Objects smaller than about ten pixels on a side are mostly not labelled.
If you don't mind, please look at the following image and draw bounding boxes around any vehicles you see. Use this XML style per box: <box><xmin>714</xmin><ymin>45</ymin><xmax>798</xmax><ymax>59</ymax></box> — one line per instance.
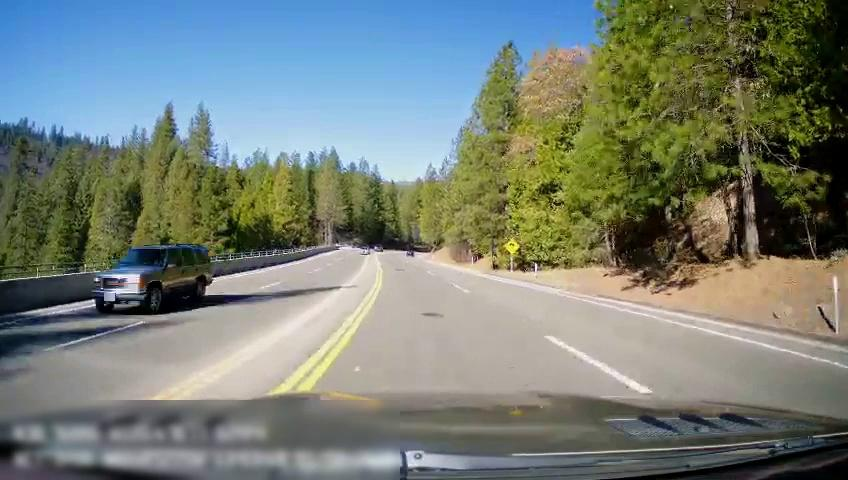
<box><xmin>405</xmin><ymin>247</ymin><xmax>416</xmax><ymax>257</ymax></box>
<box><xmin>373</xmin><ymin>243</ymin><xmax>384</xmax><ymax>253</ymax></box>
<box><xmin>359</xmin><ymin>245</ymin><xmax>371</xmax><ymax>256</ymax></box>
<box><xmin>92</xmin><ymin>244</ymin><xmax>214</xmax><ymax>316</ymax></box>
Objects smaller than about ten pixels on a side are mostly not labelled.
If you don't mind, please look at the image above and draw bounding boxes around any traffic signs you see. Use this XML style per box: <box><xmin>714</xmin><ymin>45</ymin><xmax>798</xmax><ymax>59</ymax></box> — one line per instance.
<box><xmin>503</xmin><ymin>238</ymin><xmax>521</xmax><ymax>255</ymax></box>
